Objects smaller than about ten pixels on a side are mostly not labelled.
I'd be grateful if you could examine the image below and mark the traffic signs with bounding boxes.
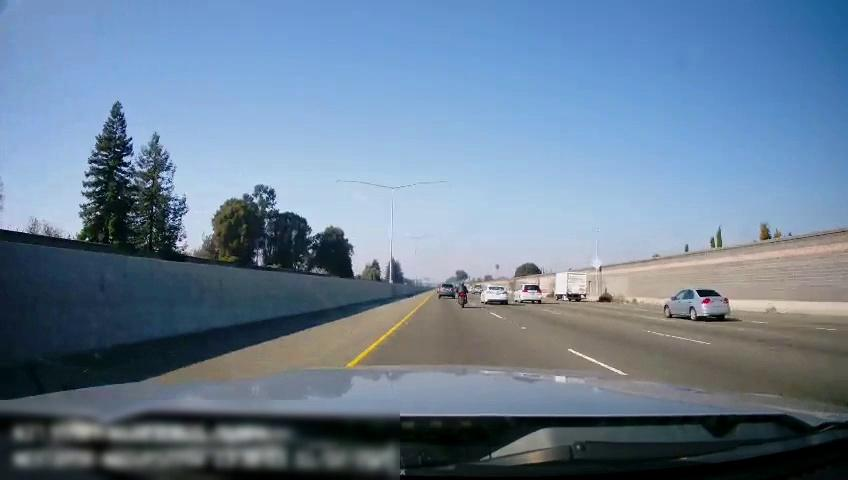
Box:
[591,257,601,269]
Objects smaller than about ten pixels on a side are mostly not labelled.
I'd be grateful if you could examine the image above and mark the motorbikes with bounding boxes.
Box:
[455,281,469,309]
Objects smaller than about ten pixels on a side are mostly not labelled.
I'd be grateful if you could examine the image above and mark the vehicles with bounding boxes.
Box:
[552,272,587,302]
[471,284,484,295]
[513,283,543,305]
[663,287,730,322]
[480,285,509,306]
[437,283,456,300]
